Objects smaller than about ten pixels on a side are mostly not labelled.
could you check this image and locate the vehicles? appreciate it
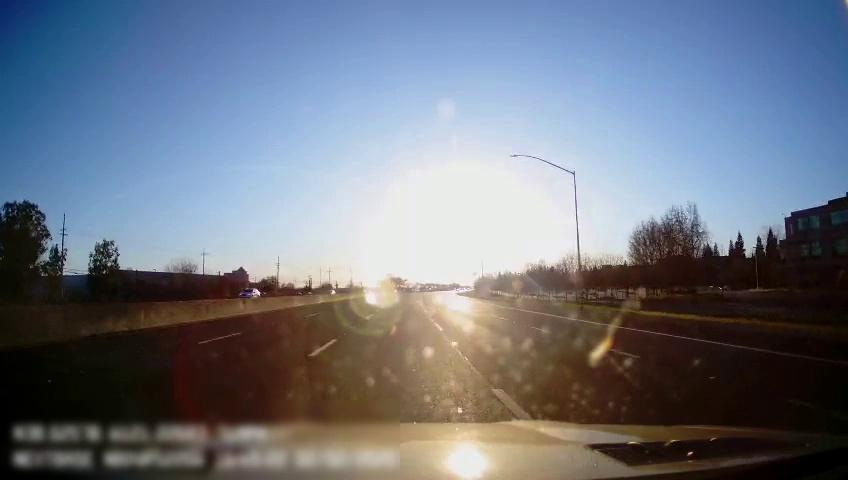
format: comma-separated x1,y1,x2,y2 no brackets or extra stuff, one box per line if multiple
239,288,261,300
323,290,336,296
